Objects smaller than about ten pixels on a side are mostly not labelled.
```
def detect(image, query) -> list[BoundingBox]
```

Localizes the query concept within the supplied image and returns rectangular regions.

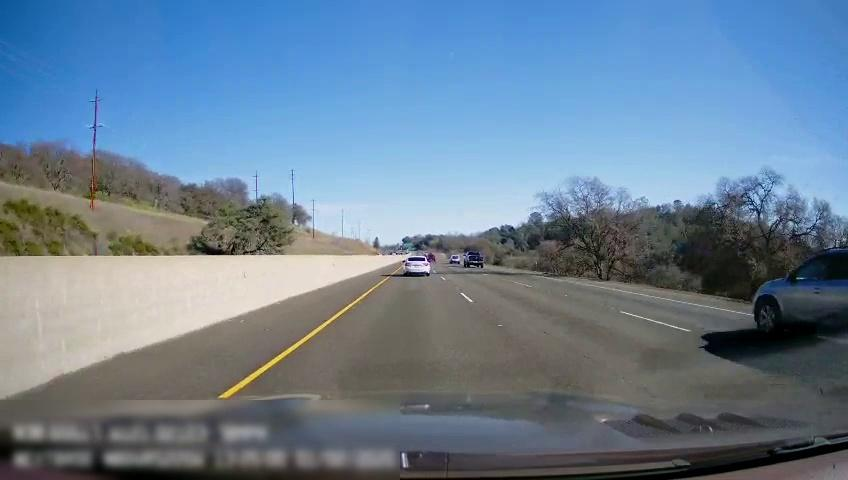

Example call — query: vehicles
[424,254,436,263]
[401,256,430,277]
[448,255,460,264]
[749,248,848,331]
[462,252,484,268]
